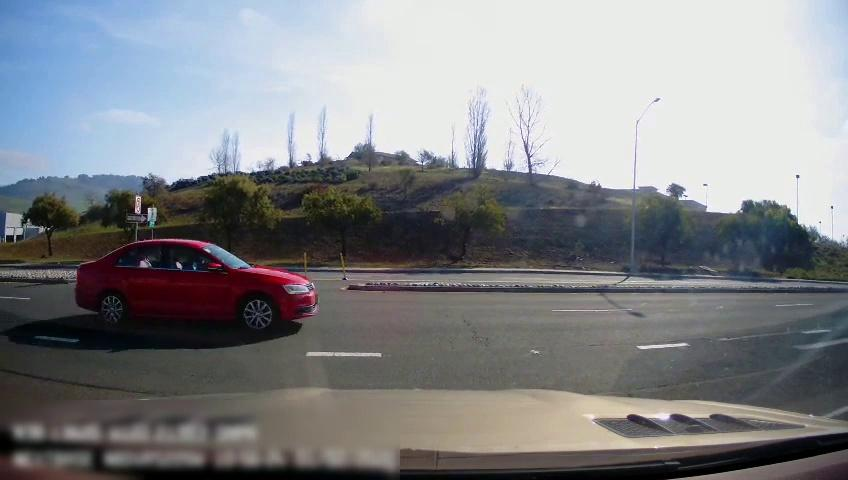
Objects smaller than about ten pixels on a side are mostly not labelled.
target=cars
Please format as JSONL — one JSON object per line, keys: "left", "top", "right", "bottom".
{"left": 75, "top": 239, "right": 320, "bottom": 333}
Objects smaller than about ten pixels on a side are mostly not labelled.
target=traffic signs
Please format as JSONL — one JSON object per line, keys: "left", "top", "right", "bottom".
{"left": 127, "top": 214, "right": 148, "bottom": 223}
{"left": 135, "top": 195, "right": 142, "bottom": 214}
